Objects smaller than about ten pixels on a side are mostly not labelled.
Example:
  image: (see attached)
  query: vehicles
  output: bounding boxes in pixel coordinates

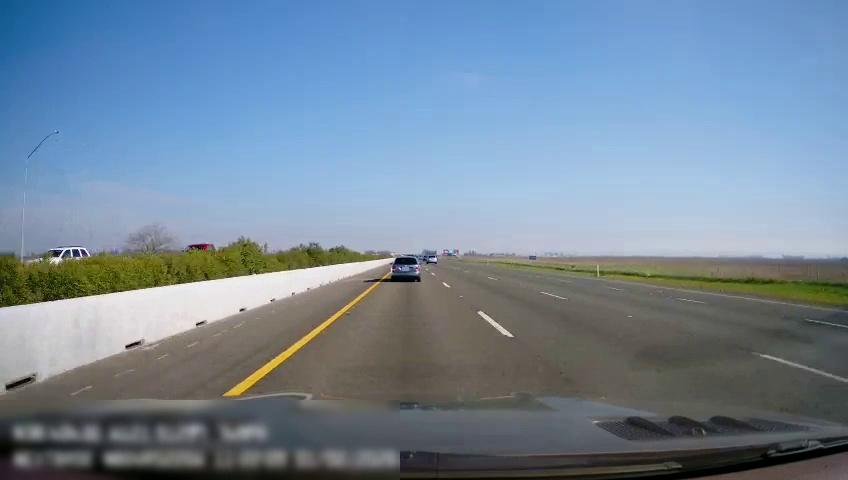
[426,255,438,265]
[23,245,92,270]
[180,243,226,257]
[389,255,422,282]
